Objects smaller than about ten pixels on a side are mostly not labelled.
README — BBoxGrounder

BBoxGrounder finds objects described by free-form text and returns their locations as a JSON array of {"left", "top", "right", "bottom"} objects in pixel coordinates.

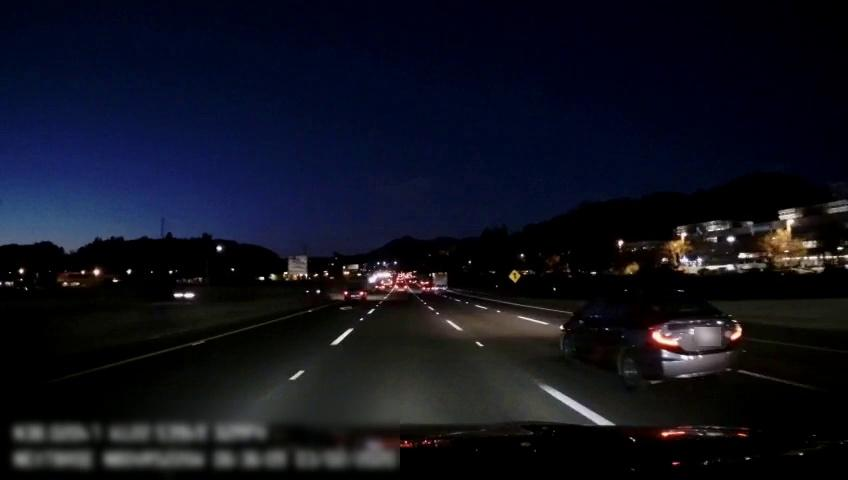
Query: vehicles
[
  {"left": 395, "top": 280, "right": 409, "bottom": 292},
  {"left": 421, "top": 281, "right": 433, "bottom": 292},
  {"left": 429, "top": 272, "right": 449, "bottom": 292},
  {"left": 170, "top": 285, "right": 202, "bottom": 303},
  {"left": 373, "top": 282, "right": 386, "bottom": 293},
  {"left": 304, "top": 285, "right": 322, "bottom": 296},
  {"left": 560, "top": 287, "right": 744, "bottom": 390},
  {"left": 344, "top": 286, "right": 367, "bottom": 304}
]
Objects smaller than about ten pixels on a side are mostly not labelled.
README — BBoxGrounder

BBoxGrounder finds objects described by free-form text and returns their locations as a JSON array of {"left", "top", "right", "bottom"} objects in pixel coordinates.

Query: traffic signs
[
  {"left": 289, "top": 256, "right": 309, "bottom": 274},
  {"left": 507, "top": 269, "right": 522, "bottom": 284}
]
